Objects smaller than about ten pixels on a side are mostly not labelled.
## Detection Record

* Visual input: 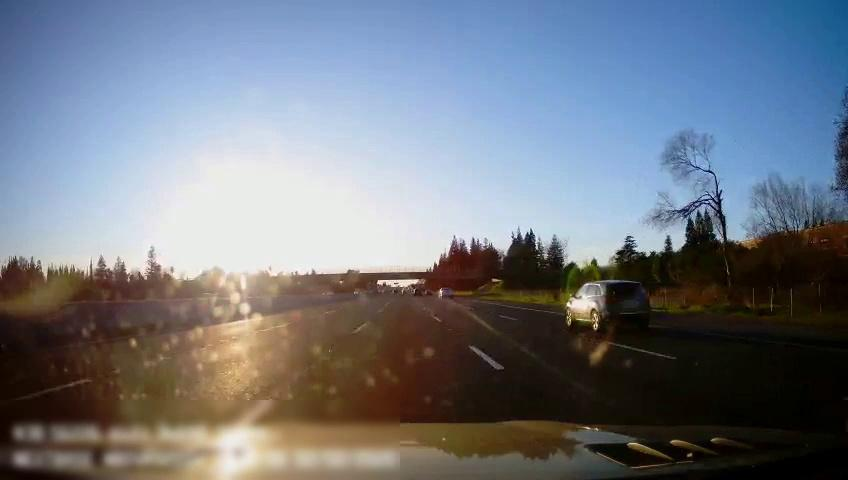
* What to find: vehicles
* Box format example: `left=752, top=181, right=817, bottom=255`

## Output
left=438, top=287, right=454, bottom=299
left=563, top=279, right=651, bottom=332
